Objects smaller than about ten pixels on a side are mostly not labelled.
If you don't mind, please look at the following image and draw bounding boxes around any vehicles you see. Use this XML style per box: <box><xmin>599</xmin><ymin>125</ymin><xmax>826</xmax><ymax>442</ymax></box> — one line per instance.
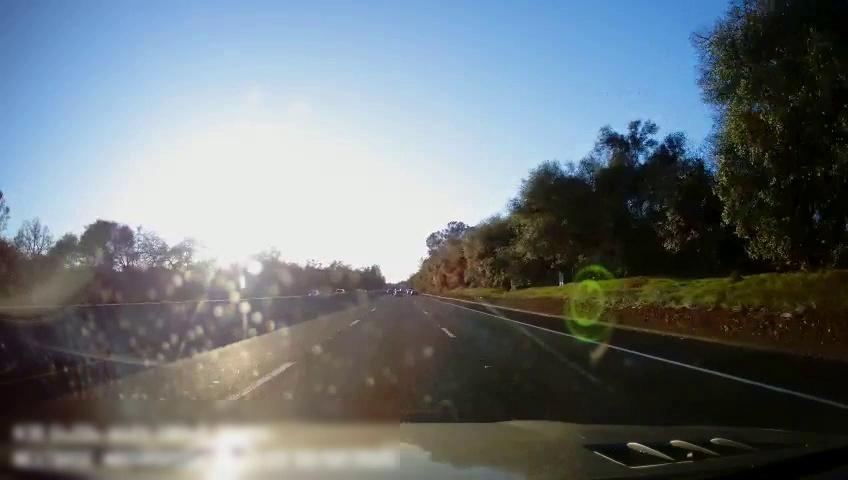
<box><xmin>308</xmin><ymin>289</ymin><xmax>321</xmax><ymax>296</ymax></box>
<box><xmin>335</xmin><ymin>289</ymin><xmax>346</xmax><ymax>294</ymax></box>
<box><xmin>394</xmin><ymin>289</ymin><xmax>403</xmax><ymax>297</ymax></box>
